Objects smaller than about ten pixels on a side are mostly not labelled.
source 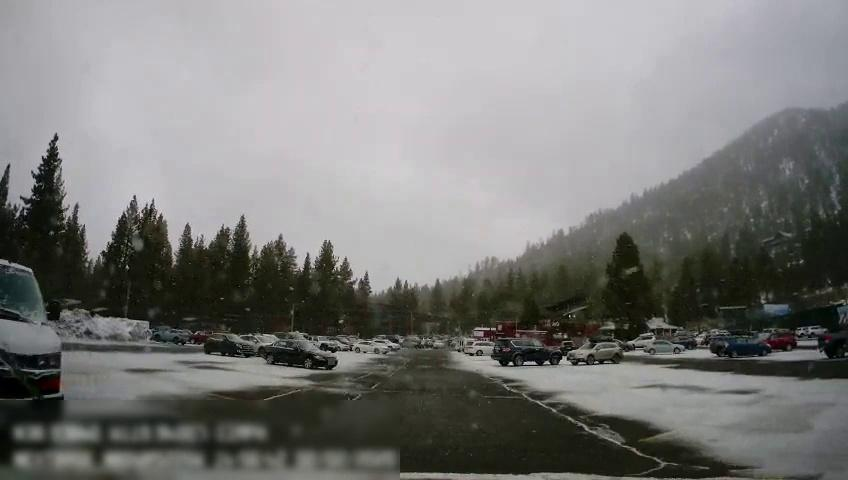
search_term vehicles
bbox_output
[192,330,212,345]
[757,332,798,351]
[336,340,353,352]
[710,334,725,357]
[273,331,306,340]
[818,327,848,359]
[803,326,829,339]
[239,334,280,355]
[204,335,256,358]
[644,339,686,357]
[722,337,772,359]
[621,340,635,352]
[463,340,493,357]
[566,342,624,365]
[627,332,655,348]
[373,338,399,351]
[352,340,390,355]
[0,260,65,446]
[492,336,564,367]
[304,335,339,354]
[153,326,186,346]
[263,339,337,370]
